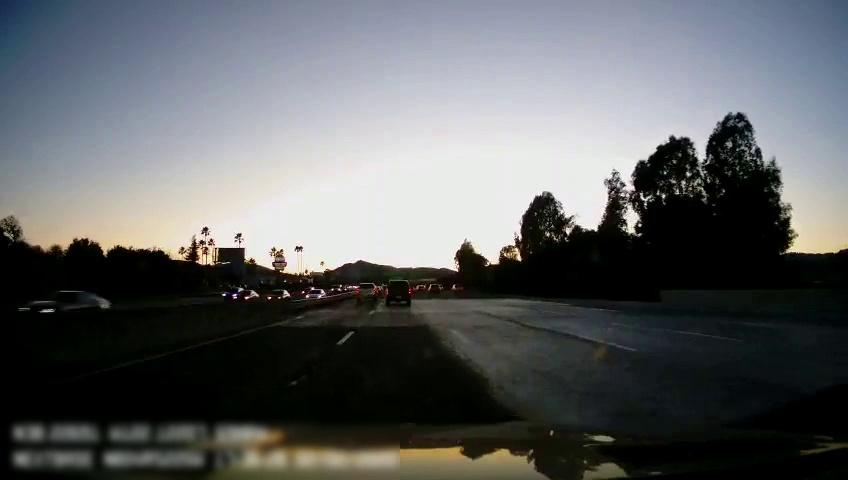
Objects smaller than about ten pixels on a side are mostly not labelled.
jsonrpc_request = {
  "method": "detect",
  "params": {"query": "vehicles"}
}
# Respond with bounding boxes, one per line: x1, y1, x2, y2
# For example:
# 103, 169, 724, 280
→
305, 288, 326, 299
427, 283, 442, 295
267, 289, 291, 302
232, 289, 260, 302
385, 278, 413, 306
356, 282, 378, 301
450, 283, 465, 293
16, 290, 111, 314
221, 287, 244, 300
